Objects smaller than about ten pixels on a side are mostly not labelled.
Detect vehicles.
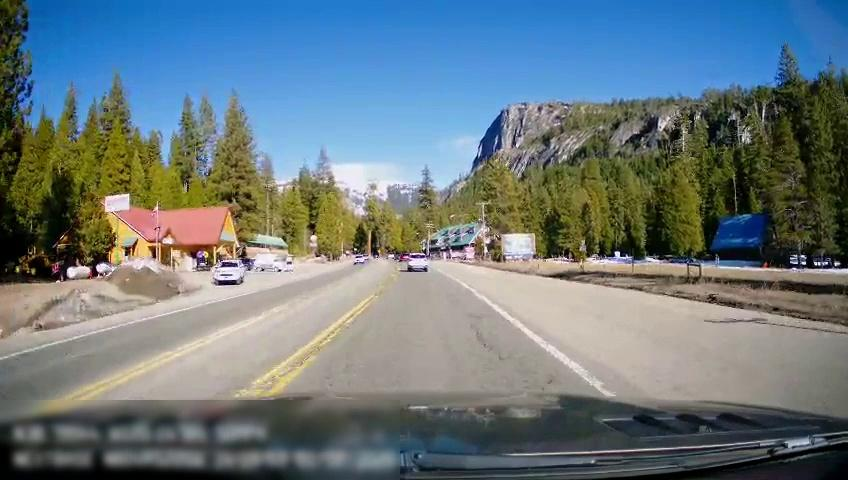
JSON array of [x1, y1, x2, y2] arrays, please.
[[407, 252, 428, 273], [210, 259, 246, 286], [351, 254, 365, 265], [255, 254, 289, 272], [399, 253, 412, 262]]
